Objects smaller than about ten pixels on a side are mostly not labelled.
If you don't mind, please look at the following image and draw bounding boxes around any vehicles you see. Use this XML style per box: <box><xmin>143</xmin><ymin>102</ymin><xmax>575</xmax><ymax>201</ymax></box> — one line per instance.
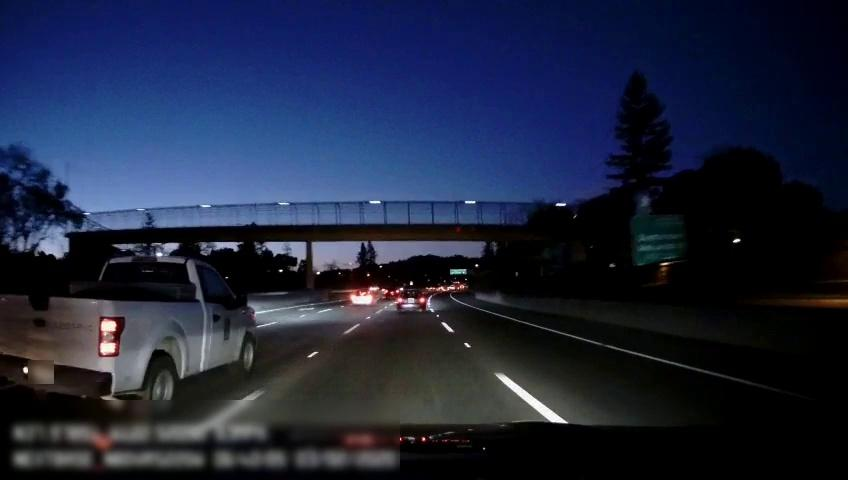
<box><xmin>0</xmin><ymin>255</ymin><xmax>258</xmax><ymax>426</ymax></box>
<box><xmin>352</xmin><ymin>289</ymin><xmax>377</xmax><ymax>307</ymax></box>
<box><xmin>397</xmin><ymin>289</ymin><xmax>426</xmax><ymax>311</ymax></box>
<box><xmin>385</xmin><ymin>286</ymin><xmax>401</xmax><ymax>300</ymax></box>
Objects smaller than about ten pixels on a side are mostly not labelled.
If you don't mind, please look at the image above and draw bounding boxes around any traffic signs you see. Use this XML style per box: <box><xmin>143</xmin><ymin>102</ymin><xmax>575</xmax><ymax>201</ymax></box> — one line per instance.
<box><xmin>637</xmin><ymin>194</ymin><xmax>651</xmax><ymax>215</ymax></box>
<box><xmin>630</xmin><ymin>215</ymin><xmax>686</xmax><ymax>267</ymax></box>
<box><xmin>450</xmin><ymin>269</ymin><xmax>467</xmax><ymax>275</ymax></box>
